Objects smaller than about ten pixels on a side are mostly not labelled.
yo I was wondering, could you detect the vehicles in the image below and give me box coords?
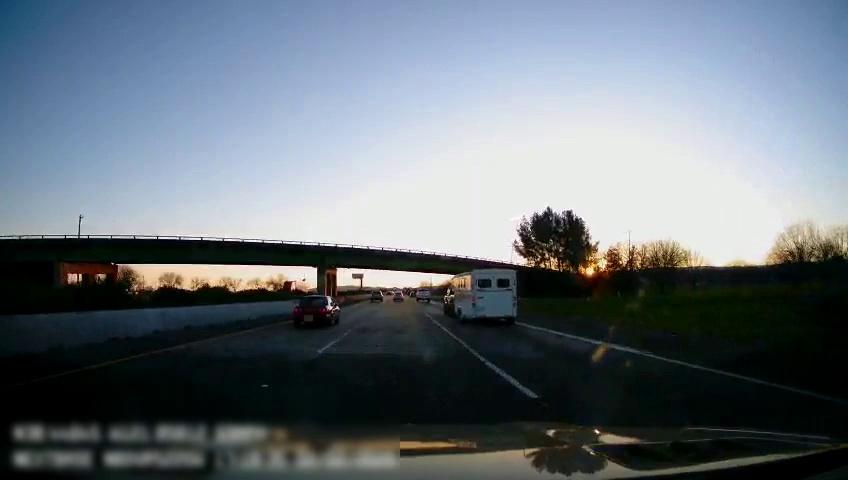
[282,280,309,294]
[443,287,455,316]
[450,268,518,325]
[292,293,341,330]
[392,291,405,302]
[370,290,384,303]
[415,288,432,303]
